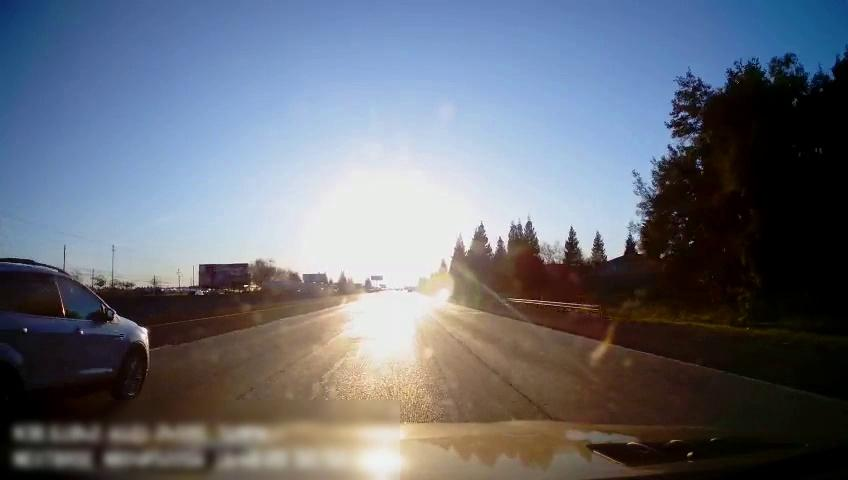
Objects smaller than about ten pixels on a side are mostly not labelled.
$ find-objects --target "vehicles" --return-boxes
[0,257,150,438]
[184,290,204,298]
